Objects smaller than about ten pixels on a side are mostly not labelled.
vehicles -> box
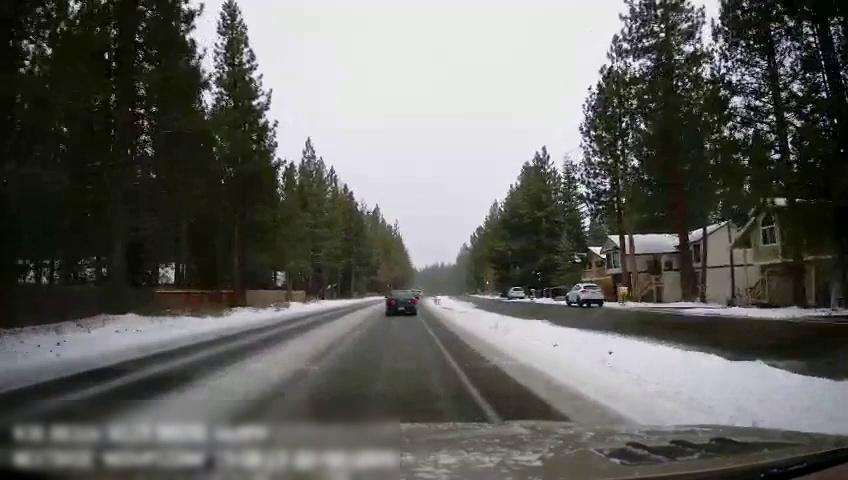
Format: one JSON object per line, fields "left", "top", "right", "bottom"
{"left": 565, "top": 283, "right": 605, "bottom": 308}
{"left": 409, "top": 288, "right": 420, "bottom": 300}
{"left": 507, "top": 286, "right": 525, "bottom": 300}
{"left": 385, "top": 290, "right": 419, "bottom": 317}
